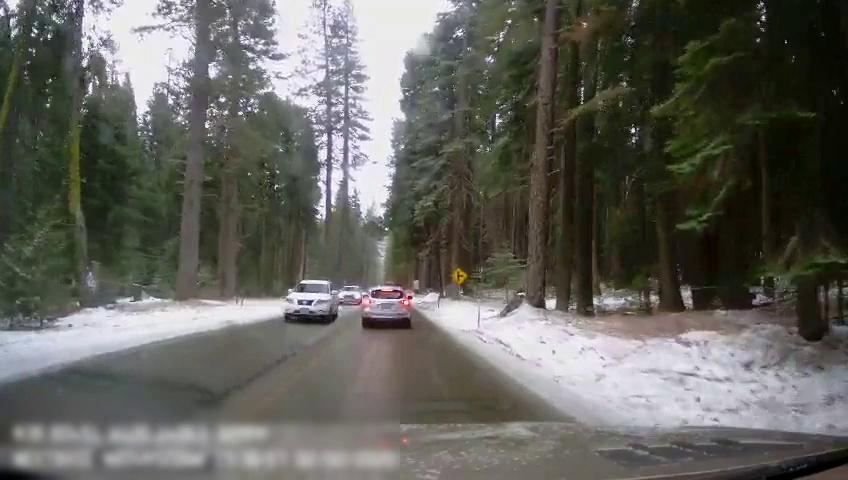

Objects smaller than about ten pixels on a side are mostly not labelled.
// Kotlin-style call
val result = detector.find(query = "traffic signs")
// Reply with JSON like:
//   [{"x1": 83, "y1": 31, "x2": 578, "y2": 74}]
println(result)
[{"x1": 450, "y1": 267, "x2": 469, "y2": 285}]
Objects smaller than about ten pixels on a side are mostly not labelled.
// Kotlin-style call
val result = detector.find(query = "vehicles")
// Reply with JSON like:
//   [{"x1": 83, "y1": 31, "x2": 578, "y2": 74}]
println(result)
[
  {"x1": 361, "y1": 286, "x2": 412, "y2": 329},
  {"x1": 337, "y1": 285, "x2": 363, "y2": 306},
  {"x1": 283, "y1": 279, "x2": 340, "y2": 324},
  {"x1": 382, "y1": 280, "x2": 400, "y2": 288}
]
